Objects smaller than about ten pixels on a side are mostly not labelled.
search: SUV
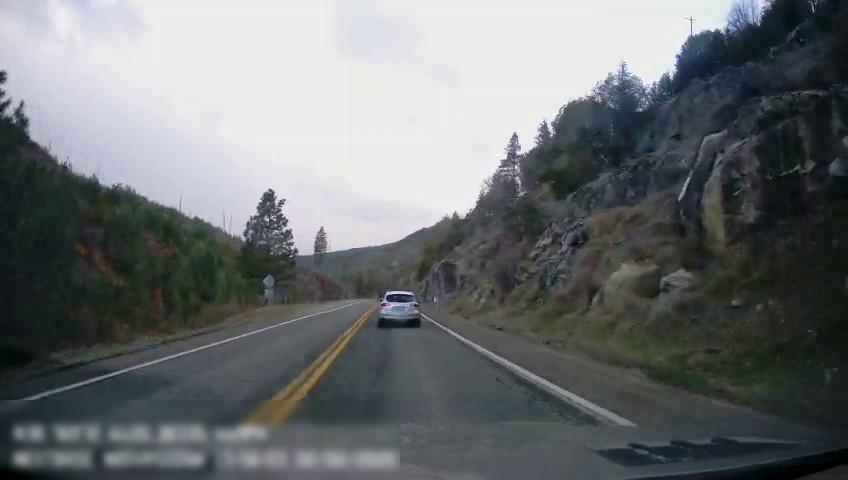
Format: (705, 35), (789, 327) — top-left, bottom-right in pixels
(376, 291), (422, 329)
